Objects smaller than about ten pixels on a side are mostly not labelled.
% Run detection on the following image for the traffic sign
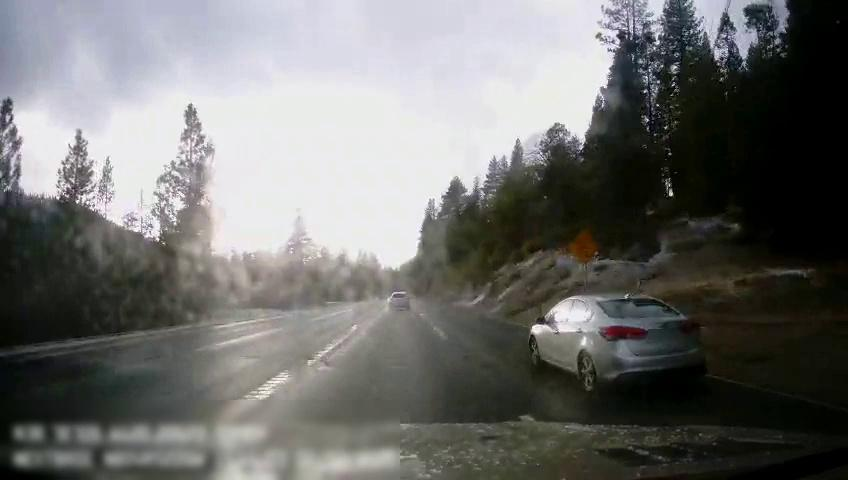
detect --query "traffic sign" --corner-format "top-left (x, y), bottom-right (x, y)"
top-left (567, 230), bottom-right (599, 264)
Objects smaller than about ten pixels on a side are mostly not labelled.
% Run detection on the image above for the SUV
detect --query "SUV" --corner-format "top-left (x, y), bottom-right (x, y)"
top-left (388, 291), bottom-right (411, 311)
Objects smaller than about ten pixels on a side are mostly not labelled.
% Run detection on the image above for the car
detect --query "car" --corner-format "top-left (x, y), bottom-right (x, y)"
top-left (528, 294), bottom-right (706, 395)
